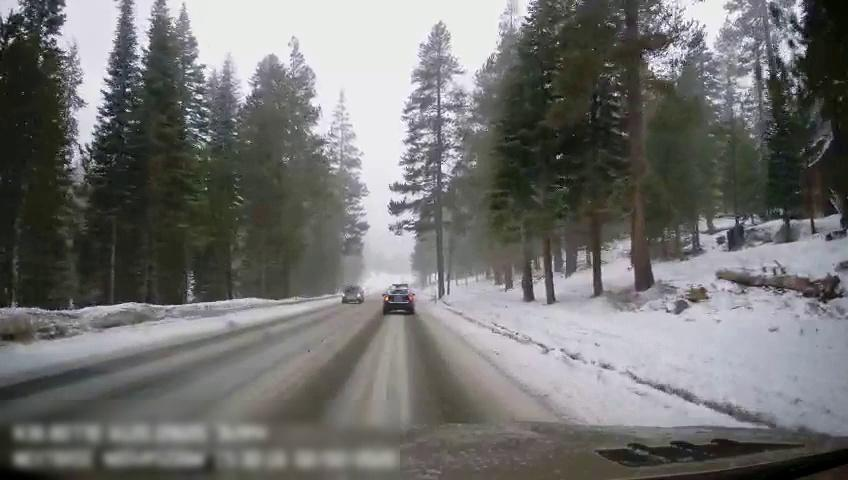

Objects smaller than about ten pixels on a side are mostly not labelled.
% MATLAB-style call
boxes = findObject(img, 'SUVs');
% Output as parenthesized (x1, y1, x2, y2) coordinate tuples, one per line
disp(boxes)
(382, 283, 416, 315)
(341, 284, 365, 304)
